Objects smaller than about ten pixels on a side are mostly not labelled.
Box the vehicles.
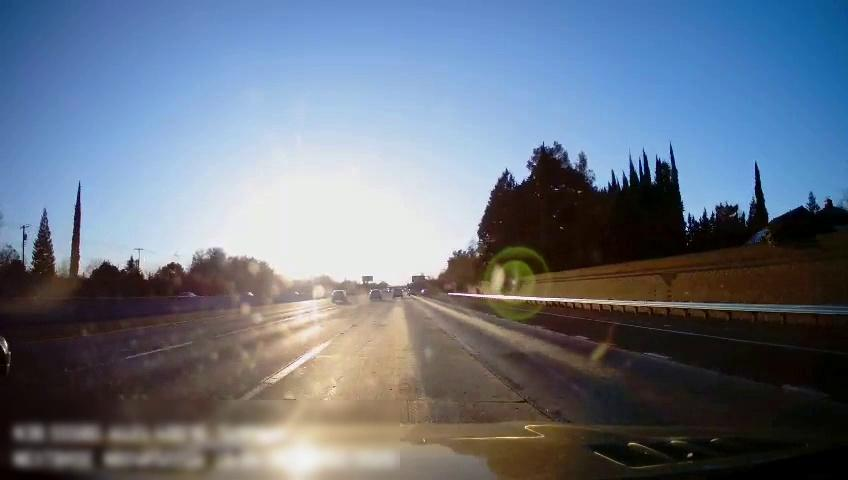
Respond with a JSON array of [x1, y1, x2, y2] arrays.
[[330, 289, 349, 304], [174, 291, 199, 297], [368, 288, 384, 301], [0, 334, 11, 393], [392, 287, 404, 298], [238, 291, 255, 296]]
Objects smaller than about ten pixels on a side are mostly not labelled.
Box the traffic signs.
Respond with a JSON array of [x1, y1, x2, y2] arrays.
[[362, 276, 374, 282], [411, 275, 425, 284]]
